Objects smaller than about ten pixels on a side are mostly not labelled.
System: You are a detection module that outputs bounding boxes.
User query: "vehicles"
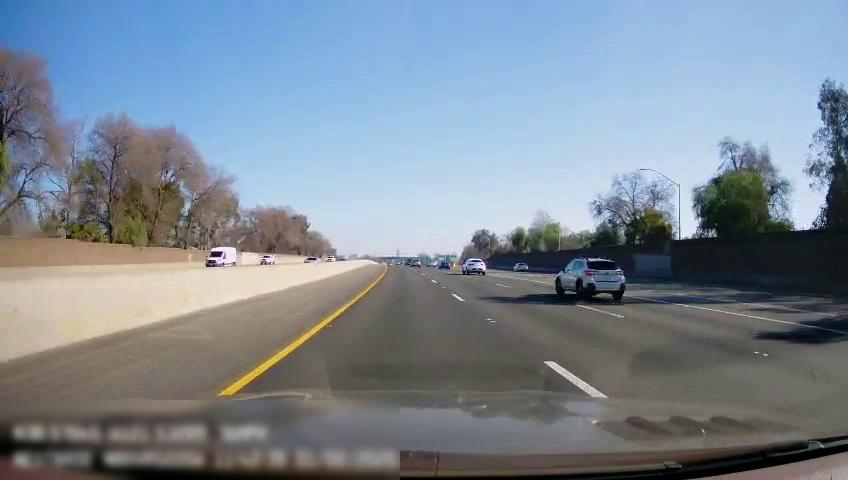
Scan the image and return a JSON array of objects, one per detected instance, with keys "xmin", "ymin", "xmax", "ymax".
[
  {"xmin": 555, "ymin": 256, "xmax": 626, "ymax": 300},
  {"xmin": 514, "ymin": 262, "xmax": 529, "ymax": 272},
  {"xmin": 440, "ymin": 262, "xmax": 450, "ymax": 270},
  {"xmin": 303, "ymin": 256, "xmax": 322, "ymax": 264},
  {"xmin": 204, "ymin": 247, "xmax": 237, "ymax": 268},
  {"xmin": 260, "ymin": 255, "xmax": 276, "ymax": 265},
  {"xmin": 324, "ymin": 256, "xmax": 336, "ymax": 263},
  {"xmin": 461, "ymin": 258, "xmax": 487, "ymax": 276}
]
